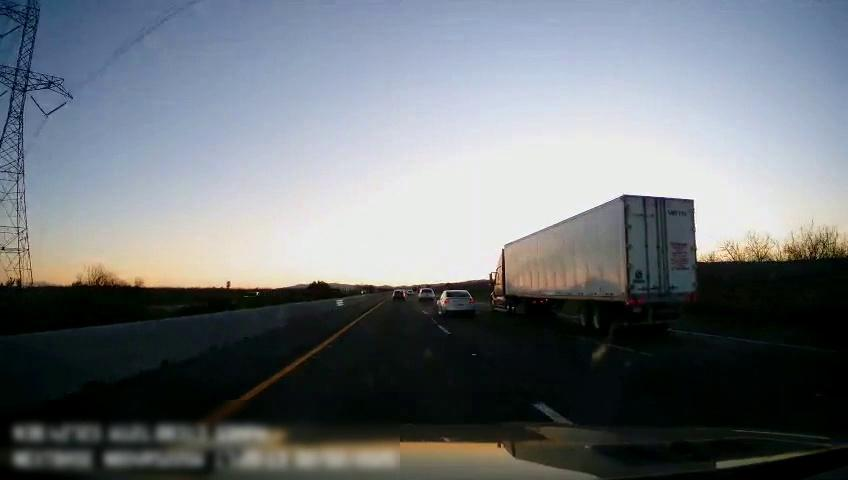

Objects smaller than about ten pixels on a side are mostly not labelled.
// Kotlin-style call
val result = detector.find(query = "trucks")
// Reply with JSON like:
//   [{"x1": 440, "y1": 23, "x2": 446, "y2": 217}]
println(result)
[{"x1": 488, "y1": 193, "x2": 700, "y2": 333}]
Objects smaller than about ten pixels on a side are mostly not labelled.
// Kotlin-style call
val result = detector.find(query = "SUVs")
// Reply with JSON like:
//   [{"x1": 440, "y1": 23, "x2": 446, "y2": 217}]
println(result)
[
  {"x1": 417, "y1": 287, "x2": 436, "y2": 302},
  {"x1": 391, "y1": 289, "x2": 406, "y2": 302}
]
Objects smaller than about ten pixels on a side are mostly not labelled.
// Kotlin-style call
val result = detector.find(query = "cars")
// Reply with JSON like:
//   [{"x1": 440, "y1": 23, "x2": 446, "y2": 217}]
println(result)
[{"x1": 436, "y1": 290, "x2": 477, "y2": 317}]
